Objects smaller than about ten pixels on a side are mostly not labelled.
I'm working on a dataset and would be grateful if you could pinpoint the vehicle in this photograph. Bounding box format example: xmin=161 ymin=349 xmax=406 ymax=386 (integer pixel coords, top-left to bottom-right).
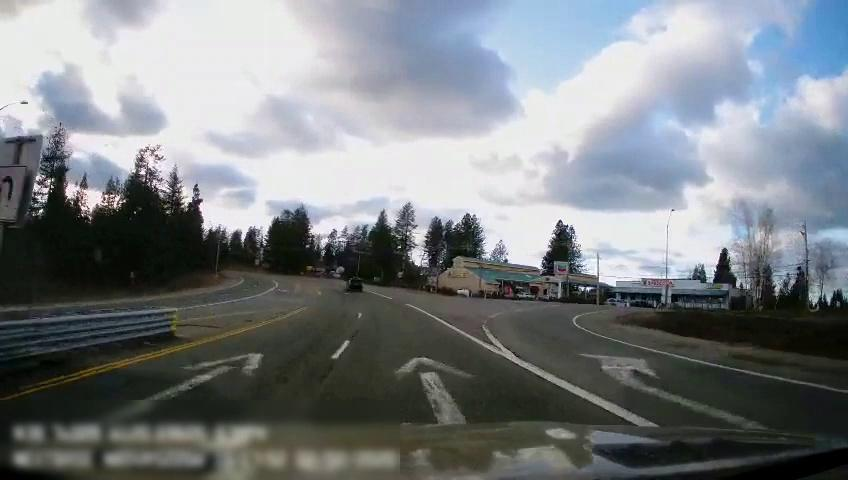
xmin=345 ymin=280 xmax=362 ymax=293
